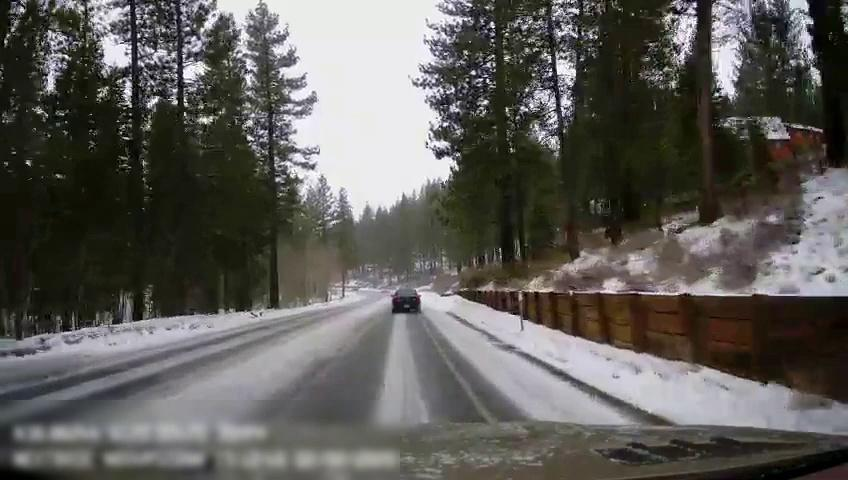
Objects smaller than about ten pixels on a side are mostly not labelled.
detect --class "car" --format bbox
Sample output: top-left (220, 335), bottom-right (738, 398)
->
top-left (390, 288), bottom-right (422, 314)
